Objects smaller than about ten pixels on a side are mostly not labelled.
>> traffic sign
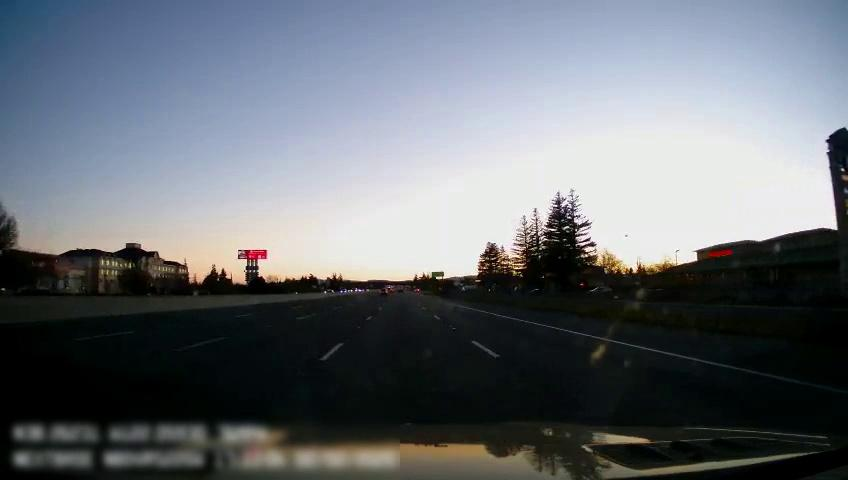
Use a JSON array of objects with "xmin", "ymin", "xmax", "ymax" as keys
[{"xmin": 432, "ymin": 271, "xmax": 444, "ymax": 277}]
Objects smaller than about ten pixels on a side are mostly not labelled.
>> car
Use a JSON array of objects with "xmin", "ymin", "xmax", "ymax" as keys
[{"xmin": 589, "ymin": 286, "xmax": 612, "ymax": 294}]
